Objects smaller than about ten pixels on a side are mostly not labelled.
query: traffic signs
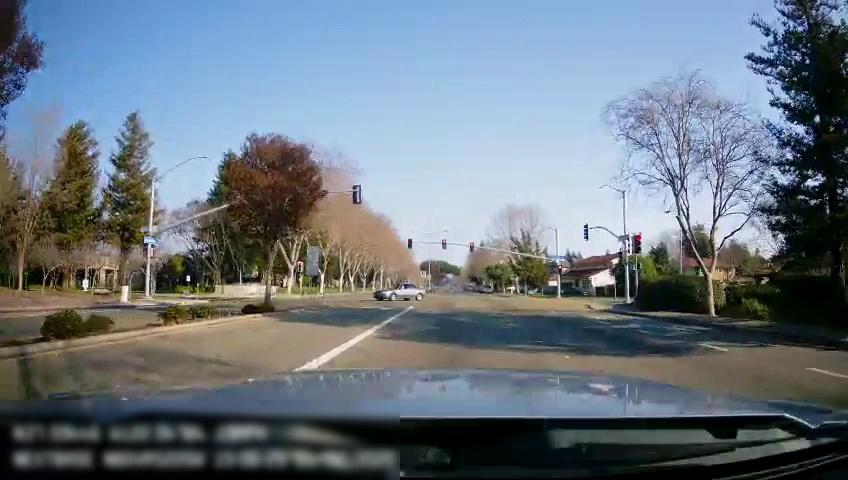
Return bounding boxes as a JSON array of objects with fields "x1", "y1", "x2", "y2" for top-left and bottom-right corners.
[
  {"x1": 144, "y1": 236, "x2": 161, "y2": 245},
  {"x1": 552, "y1": 255, "x2": 570, "y2": 261},
  {"x1": 618, "y1": 233, "x2": 630, "y2": 242}
]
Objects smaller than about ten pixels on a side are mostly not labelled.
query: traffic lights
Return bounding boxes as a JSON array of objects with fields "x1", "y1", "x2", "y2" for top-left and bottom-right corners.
[
  {"x1": 583, "y1": 223, "x2": 590, "y2": 242},
  {"x1": 632, "y1": 233, "x2": 642, "y2": 254},
  {"x1": 609, "y1": 266, "x2": 615, "y2": 277},
  {"x1": 627, "y1": 236, "x2": 633, "y2": 254},
  {"x1": 558, "y1": 264, "x2": 563, "y2": 275},
  {"x1": 407, "y1": 238, "x2": 413, "y2": 250},
  {"x1": 352, "y1": 184, "x2": 362, "y2": 205},
  {"x1": 618, "y1": 250, "x2": 623, "y2": 264},
  {"x1": 297, "y1": 261, "x2": 304, "y2": 273},
  {"x1": 441, "y1": 239, "x2": 447, "y2": 250},
  {"x1": 615, "y1": 266, "x2": 621, "y2": 277},
  {"x1": 469, "y1": 242, "x2": 475, "y2": 253}
]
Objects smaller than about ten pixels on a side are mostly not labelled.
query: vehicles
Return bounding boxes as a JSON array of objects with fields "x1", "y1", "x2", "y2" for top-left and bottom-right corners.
[
  {"x1": 479, "y1": 284, "x2": 493, "y2": 294},
  {"x1": 540, "y1": 285, "x2": 563, "y2": 296},
  {"x1": 372, "y1": 282, "x2": 426, "y2": 302},
  {"x1": 505, "y1": 282, "x2": 529, "y2": 294},
  {"x1": 563, "y1": 285, "x2": 591, "y2": 296}
]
